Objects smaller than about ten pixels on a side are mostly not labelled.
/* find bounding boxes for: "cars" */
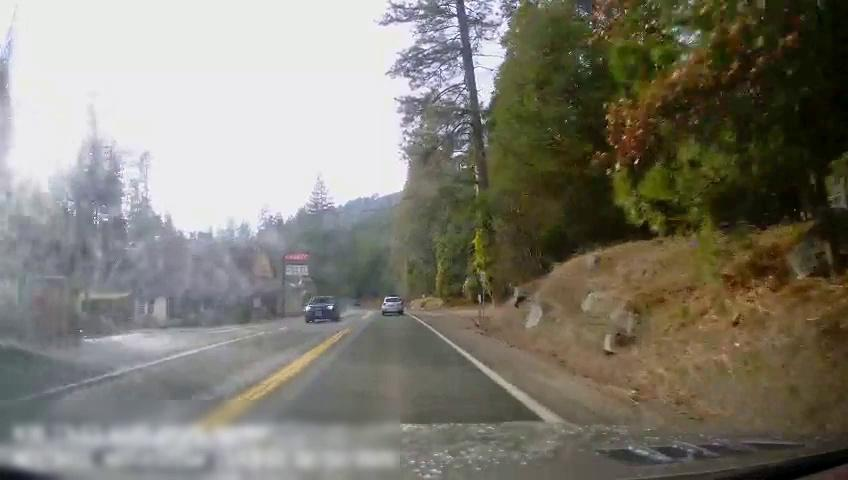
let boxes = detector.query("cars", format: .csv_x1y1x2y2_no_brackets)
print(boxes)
381,295,404,316
303,296,341,324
